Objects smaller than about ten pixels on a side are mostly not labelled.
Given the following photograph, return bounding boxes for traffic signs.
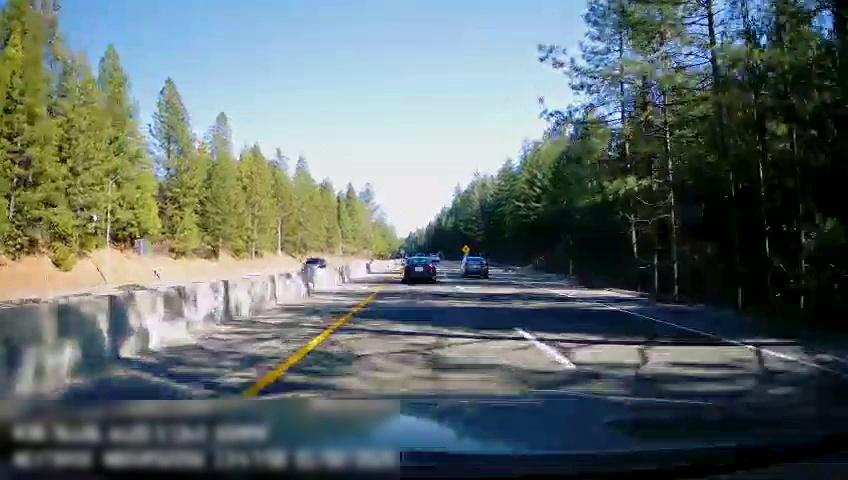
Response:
[461,244,471,255]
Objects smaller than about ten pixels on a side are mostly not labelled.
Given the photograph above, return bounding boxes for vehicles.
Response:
[460,256,489,279]
[301,257,328,272]
[401,256,437,283]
